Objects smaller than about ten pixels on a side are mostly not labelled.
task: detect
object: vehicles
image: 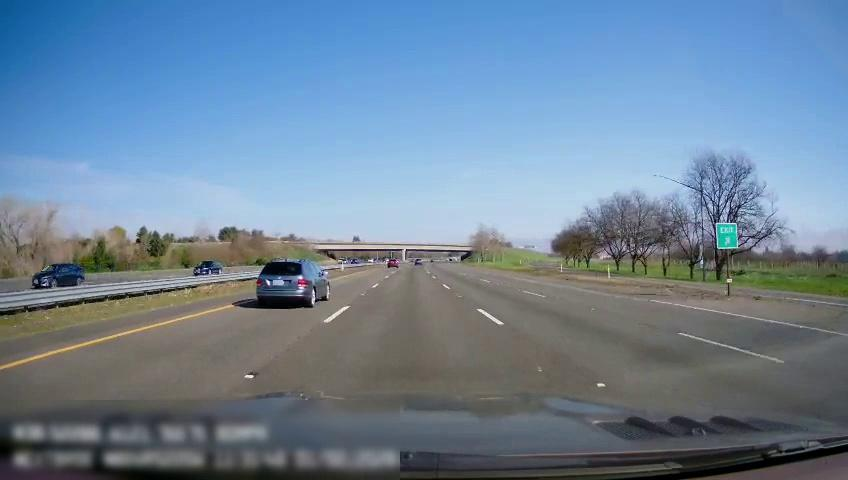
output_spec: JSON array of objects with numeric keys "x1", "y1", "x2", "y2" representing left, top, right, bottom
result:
[
  {"x1": 31, "y1": 263, "x2": 86, "y2": 290},
  {"x1": 192, "y1": 259, "x2": 223, "y2": 276},
  {"x1": 414, "y1": 258, "x2": 422, "y2": 266},
  {"x1": 256, "y1": 258, "x2": 331, "y2": 308},
  {"x1": 387, "y1": 258, "x2": 400, "y2": 269}
]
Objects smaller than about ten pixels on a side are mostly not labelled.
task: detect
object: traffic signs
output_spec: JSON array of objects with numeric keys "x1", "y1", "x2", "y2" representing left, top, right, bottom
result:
[{"x1": 715, "y1": 221, "x2": 739, "y2": 249}]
